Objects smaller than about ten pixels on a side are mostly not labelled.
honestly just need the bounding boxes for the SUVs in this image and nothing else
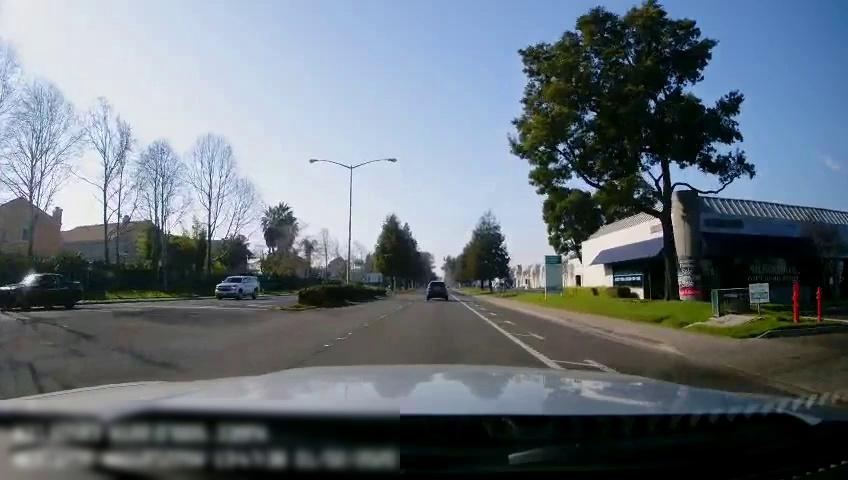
[215,275,261,301]
[426,280,449,301]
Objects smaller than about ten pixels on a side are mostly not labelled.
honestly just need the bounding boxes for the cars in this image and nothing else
[0,273,84,313]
